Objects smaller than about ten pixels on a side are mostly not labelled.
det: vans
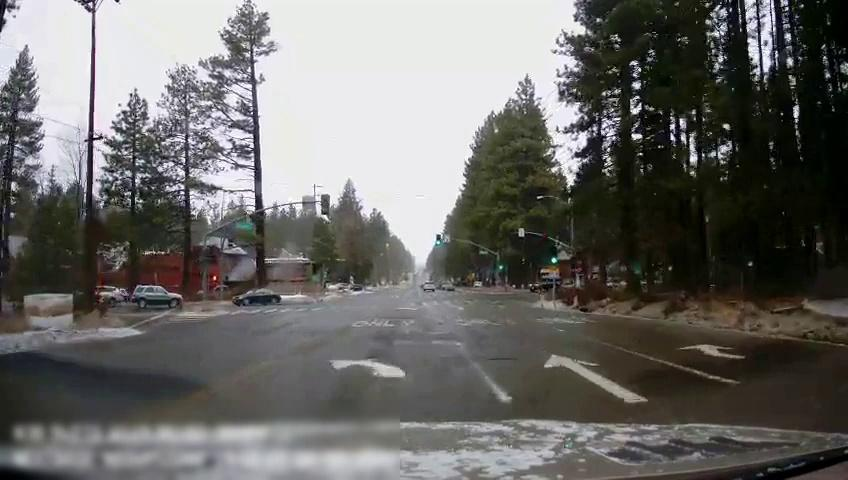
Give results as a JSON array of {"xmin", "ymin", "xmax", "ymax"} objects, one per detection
[{"xmin": 421, "ymin": 281, "xmax": 436, "ymax": 294}]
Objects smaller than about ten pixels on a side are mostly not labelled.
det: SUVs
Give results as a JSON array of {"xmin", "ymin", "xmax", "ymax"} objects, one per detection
[
  {"xmin": 132, "ymin": 286, "xmax": 184, "ymax": 312},
  {"xmin": 95, "ymin": 286, "xmax": 124, "ymax": 306},
  {"xmin": 527, "ymin": 278, "xmax": 561, "ymax": 292}
]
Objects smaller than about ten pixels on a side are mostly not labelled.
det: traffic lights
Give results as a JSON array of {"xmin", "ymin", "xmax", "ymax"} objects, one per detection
[
  {"xmin": 436, "ymin": 234, "xmax": 442, "ymax": 246},
  {"xmin": 549, "ymin": 247, "xmax": 558, "ymax": 265},
  {"xmin": 498, "ymin": 259, "xmax": 505, "ymax": 273},
  {"xmin": 320, "ymin": 194, "xmax": 331, "ymax": 216}
]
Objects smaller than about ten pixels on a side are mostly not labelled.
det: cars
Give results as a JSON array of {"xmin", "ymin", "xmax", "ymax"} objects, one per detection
[{"xmin": 233, "ymin": 288, "xmax": 282, "ymax": 306}]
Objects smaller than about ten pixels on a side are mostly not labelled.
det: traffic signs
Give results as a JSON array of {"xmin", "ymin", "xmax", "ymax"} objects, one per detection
[
  {"xmin": 518, "ymin": 228, "xmax": 526, "ymax": 238},
  {"xmin": 301, "ymin": 195, "xmax": 315, "ymax": 219}
]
